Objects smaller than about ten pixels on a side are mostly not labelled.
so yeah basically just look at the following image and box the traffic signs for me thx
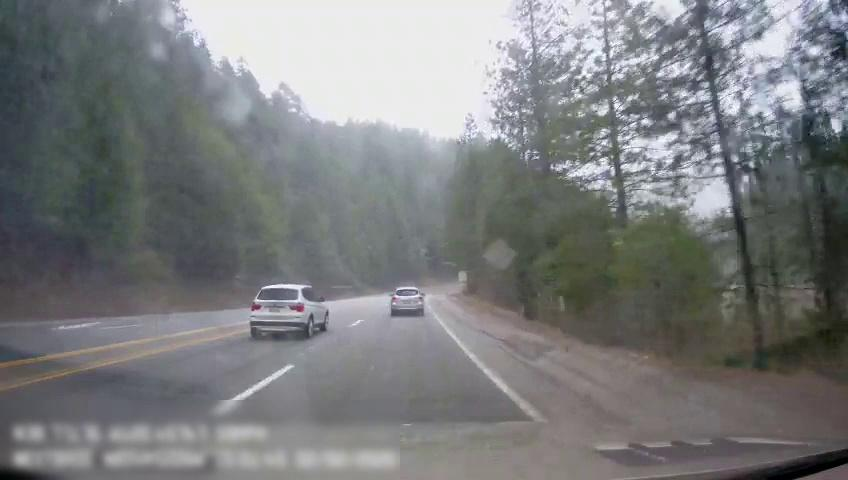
[458,271,467,282]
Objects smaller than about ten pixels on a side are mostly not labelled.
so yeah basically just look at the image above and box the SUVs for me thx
[249,285,330,338]
[389,287,425,317]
